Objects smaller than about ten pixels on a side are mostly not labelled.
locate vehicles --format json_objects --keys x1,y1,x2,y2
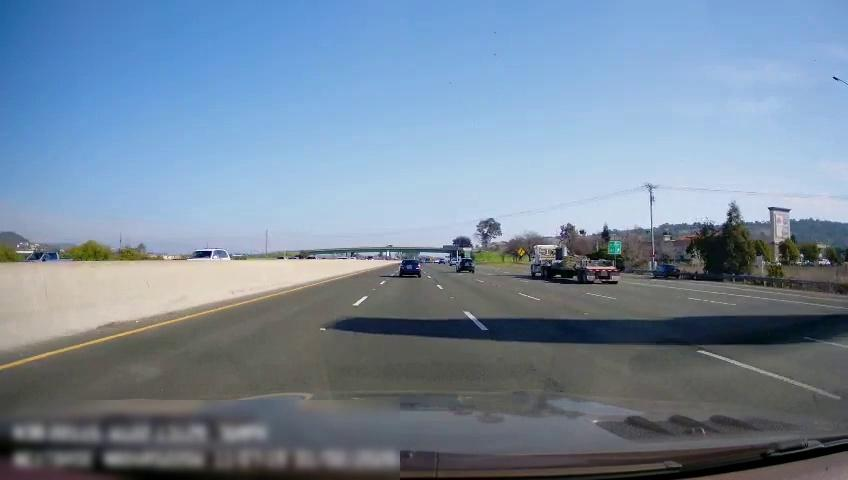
[
  {"x1": 400, "y1": 261, "x2": 421, "y2": 277},
  {"x1": 185, "y1": 248, "x2": 231, "y2": 261},
  {"x1": 528, "y1": 244, "x2": 621, "y2": 285},
  {"x1": 455, "y1": 259, "x2": 475, "y2": 272},
  {"x1": 22, "y1": 251, "x2": 72, "y2": 263},
  {"x1": 652, "y1": 264, "x2": 681, "y2": 279}
]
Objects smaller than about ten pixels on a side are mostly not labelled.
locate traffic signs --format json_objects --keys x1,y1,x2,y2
[
  {"x1": 442, "y1": 245, "x2": 460, "y2": 251},
  {"x1": 607, "y1": 240, "x2": 623, "y2": 256}
]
